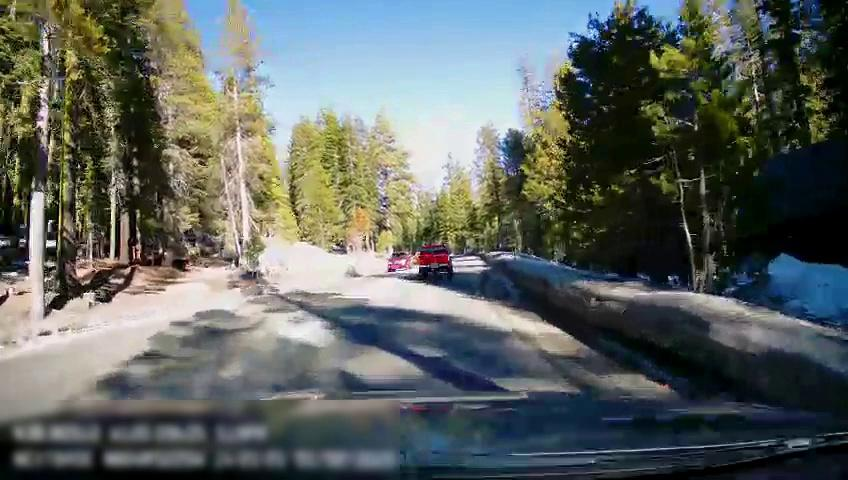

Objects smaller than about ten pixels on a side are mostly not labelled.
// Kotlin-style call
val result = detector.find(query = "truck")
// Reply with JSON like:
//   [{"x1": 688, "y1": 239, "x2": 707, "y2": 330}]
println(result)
[{"x1": 416, "y1": 241, "x2": 454, "y2": 277}]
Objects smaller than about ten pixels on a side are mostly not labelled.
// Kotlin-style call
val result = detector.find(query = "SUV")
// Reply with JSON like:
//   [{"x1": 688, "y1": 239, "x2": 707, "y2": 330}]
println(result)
[{"x1": 386, "y1": 251, "x2": 413, "y2": 273}]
